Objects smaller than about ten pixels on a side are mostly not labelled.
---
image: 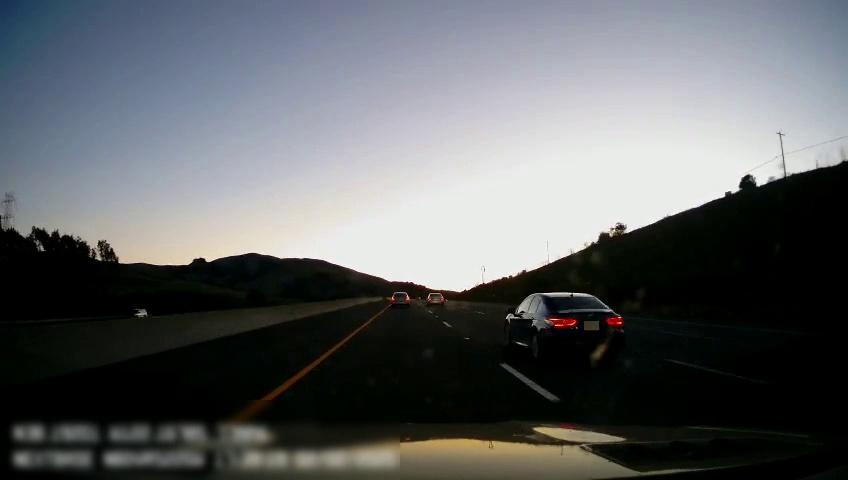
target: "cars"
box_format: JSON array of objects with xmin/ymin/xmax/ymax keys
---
[
  {"xmin": 426, "ymin": 293, "xmax": 444, "ymax": 307},
  {"xmin": 391, "ymin": 292, "xmax": 410, "ymax": 308},
  {"xmin": 504, "ymin": 292, "xmax": 624, "ymax": 361}
]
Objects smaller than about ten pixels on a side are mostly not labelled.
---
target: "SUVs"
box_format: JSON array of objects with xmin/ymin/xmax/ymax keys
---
[{"xmin": 127, "ymin": 309, "xmax": 148, "ymax": 318}]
